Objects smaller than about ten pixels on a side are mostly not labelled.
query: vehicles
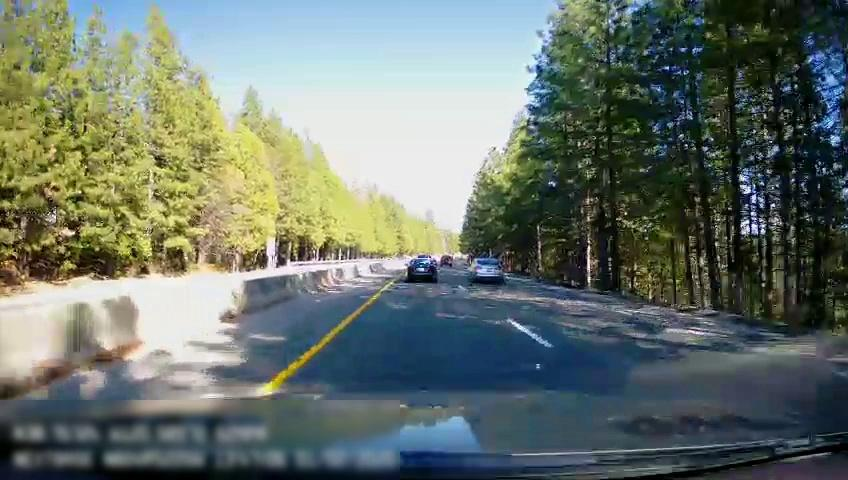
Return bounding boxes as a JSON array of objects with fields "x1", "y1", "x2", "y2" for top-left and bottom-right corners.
[
  {"x1": 417, "y1": 255, "x2": 431, "y2": 261},
  {"x1": 406, "y1": 256, "x2": 437, "y2": 283},
  {"x1": 469, "y1": 256, "x2": 504, "y2": 284},
  {"x1": 439, "y1": 256, "x2": 452, "y2": 267}
]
